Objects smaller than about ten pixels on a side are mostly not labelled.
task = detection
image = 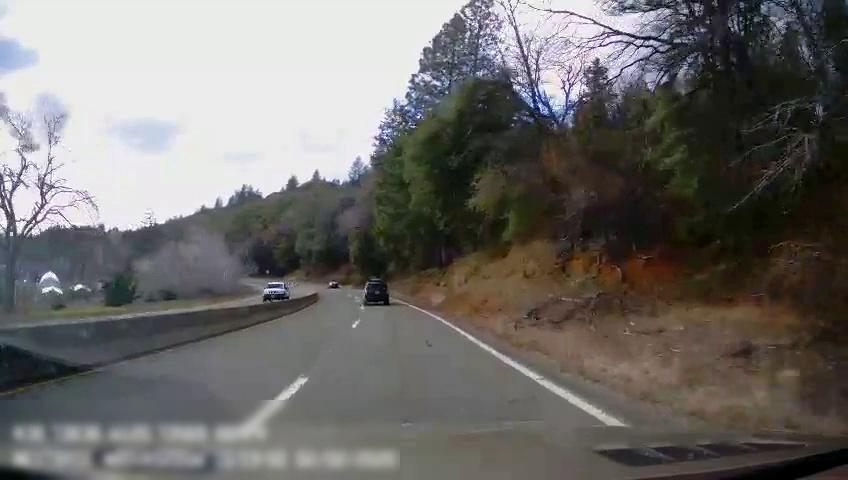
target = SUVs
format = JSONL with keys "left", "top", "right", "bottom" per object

{"left": 363, "top": 282, "right": 390, "bottom": 306}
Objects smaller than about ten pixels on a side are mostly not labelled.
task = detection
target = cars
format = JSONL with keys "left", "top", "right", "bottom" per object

{"left": 328, "top": 281, "right": 338, "bottom": 289}
{"left": 262, "top": 282, "right": 290, "bottom": 302}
